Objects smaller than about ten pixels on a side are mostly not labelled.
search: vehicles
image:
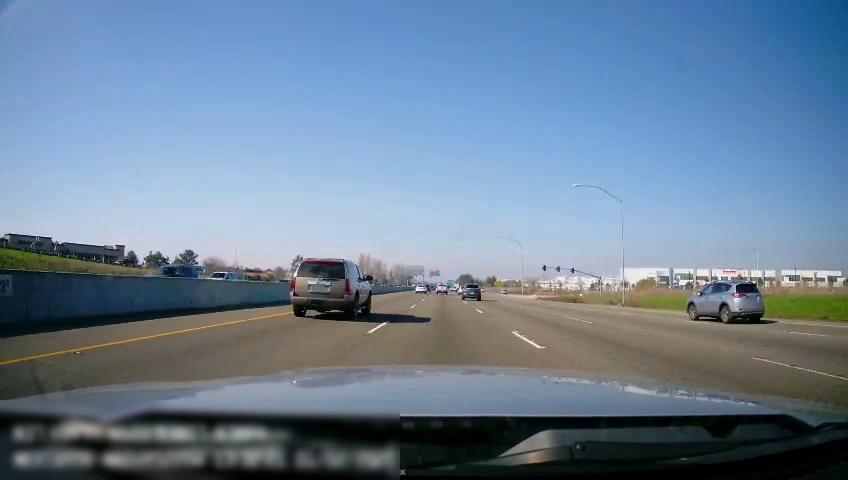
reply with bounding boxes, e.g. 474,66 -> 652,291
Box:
686,280 -> 766,325
112,257 -> 138,268
460,284 -> 482,302
457,285 -> 469,296
415,283 -> 427,295
153,263 -> 199,279
435,284 -> 448,296
205,271 -> 239,281
288,257 -> 375,320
